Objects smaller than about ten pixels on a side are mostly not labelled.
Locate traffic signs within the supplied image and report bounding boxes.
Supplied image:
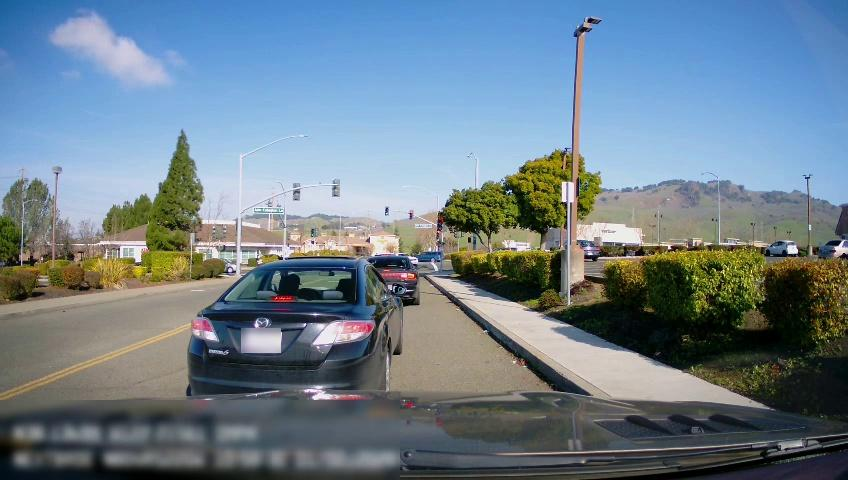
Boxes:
[414,223,433,229]
[253,206,285,216]
[561,181,575,203]
[189,232,195,243]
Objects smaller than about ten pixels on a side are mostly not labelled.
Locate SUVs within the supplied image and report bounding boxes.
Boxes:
[416,251,443,263]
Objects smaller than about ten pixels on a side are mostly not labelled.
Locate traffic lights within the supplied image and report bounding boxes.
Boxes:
[384,206,390,217]
[408,209,414,220]
[435,228,442,240]
[235,217,243,232]
[435,211,445,232]
[211,224,219,241]
[292,182,301,201]
[331,178,341,198]
[221,224,228,239]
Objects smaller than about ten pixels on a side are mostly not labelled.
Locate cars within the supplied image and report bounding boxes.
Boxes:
[365,255,422,306]
[392,252,419,266]
[764,239,799,258]
[818,239,848,260]
[218,257,237,273]
[185,254,407,397]
[563,239,602,262]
